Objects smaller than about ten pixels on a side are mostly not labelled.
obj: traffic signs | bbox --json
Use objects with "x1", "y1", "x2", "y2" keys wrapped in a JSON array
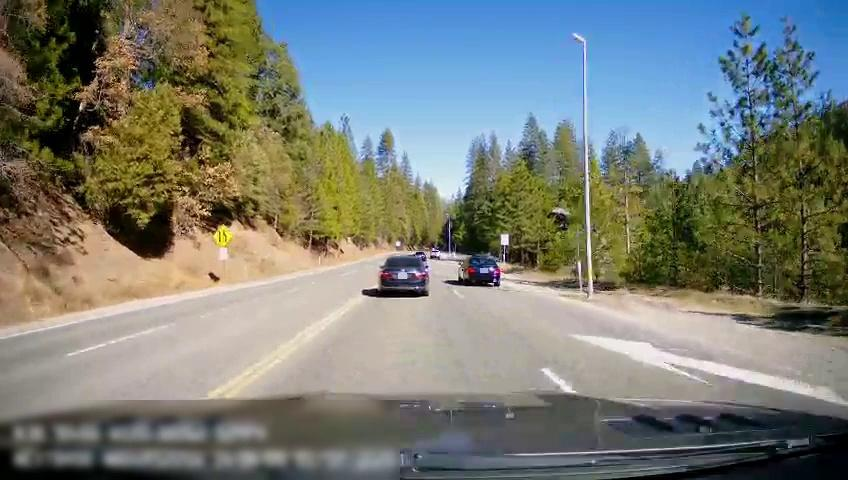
[
  {"x1": 499, "y1": 232, "x2": 510, "y2": 246},
  {"x1": 212, "y1": 223, "x2": 233, "y2": 248}
]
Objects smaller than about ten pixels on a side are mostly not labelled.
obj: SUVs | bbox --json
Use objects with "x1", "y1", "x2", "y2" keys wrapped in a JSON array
[{"x1": 429, "y1": 249, "x2": 441, "y2": 260}]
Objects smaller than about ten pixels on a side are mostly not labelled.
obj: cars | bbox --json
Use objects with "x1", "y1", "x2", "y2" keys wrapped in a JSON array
[
  {"x1": 457, "y1": 254, "x2": 502, "y2": 287},
  {"x1": 377, "y1": 255, "x2": 430, "y2": 296},
  {"x1": 413, "y1": 251, "x2": 428, "y2": 262}
]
